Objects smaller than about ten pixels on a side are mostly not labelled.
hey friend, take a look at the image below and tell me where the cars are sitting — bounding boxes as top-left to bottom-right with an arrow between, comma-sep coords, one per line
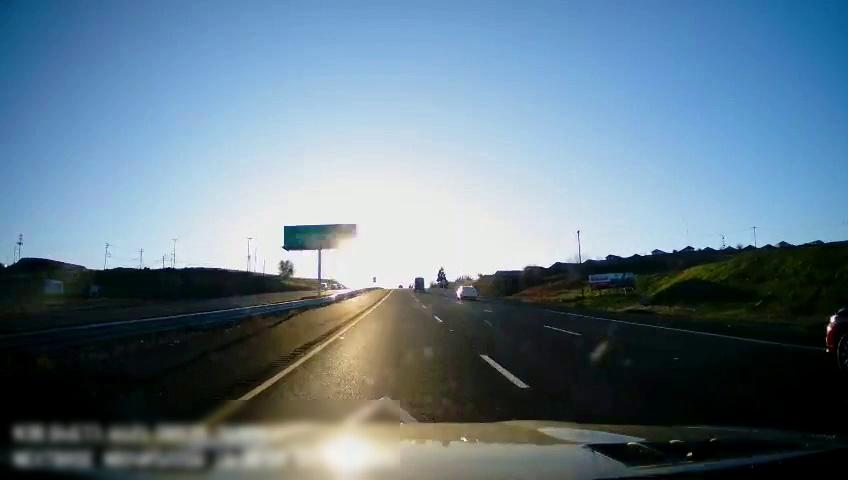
456,286 -> 477,301
826,307 -> 848,376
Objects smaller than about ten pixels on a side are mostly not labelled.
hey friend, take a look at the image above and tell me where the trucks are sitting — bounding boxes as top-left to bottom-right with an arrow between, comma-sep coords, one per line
414,277 -> 424,292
